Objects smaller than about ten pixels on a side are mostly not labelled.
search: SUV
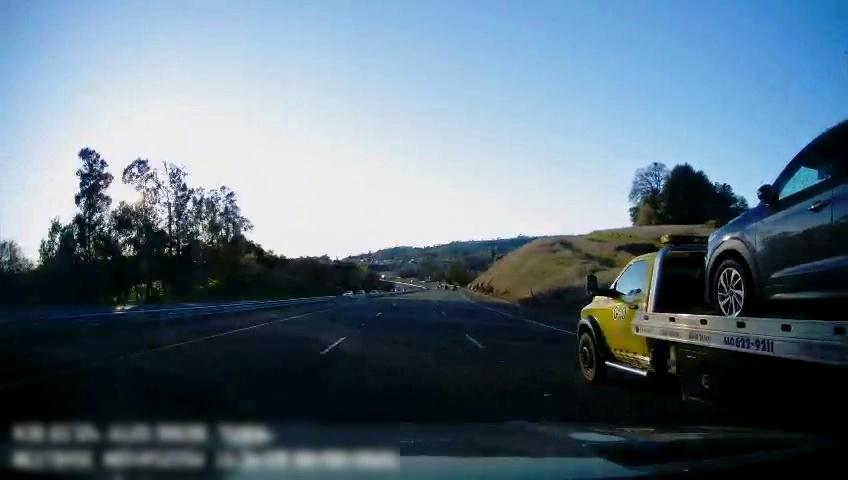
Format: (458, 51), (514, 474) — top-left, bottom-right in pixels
(342, 290), (354, 297)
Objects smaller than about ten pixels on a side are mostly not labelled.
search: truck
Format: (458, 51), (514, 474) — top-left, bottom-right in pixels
(577, 117), (848, 435)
